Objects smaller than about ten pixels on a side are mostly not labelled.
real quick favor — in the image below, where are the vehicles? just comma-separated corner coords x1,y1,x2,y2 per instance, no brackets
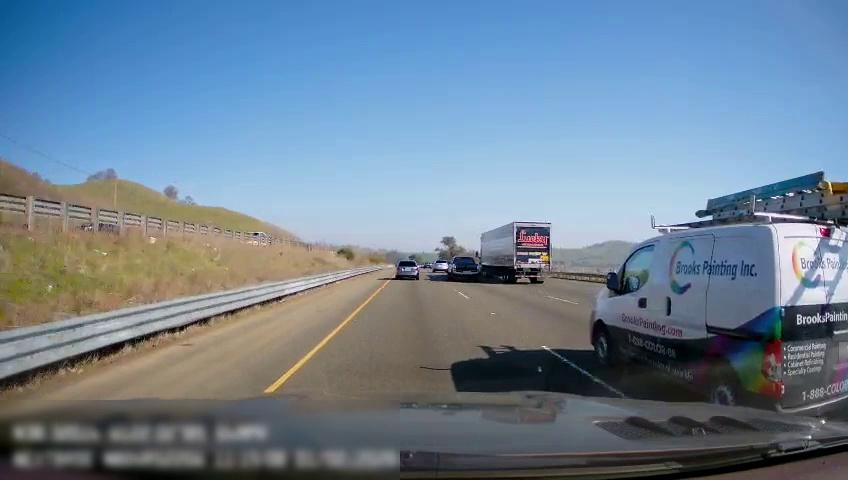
447,254,481,281
243,231,271,247
394,259,420,280
78,220,115,233
431,258,449,273
588,169,848,419
475,220,553,284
